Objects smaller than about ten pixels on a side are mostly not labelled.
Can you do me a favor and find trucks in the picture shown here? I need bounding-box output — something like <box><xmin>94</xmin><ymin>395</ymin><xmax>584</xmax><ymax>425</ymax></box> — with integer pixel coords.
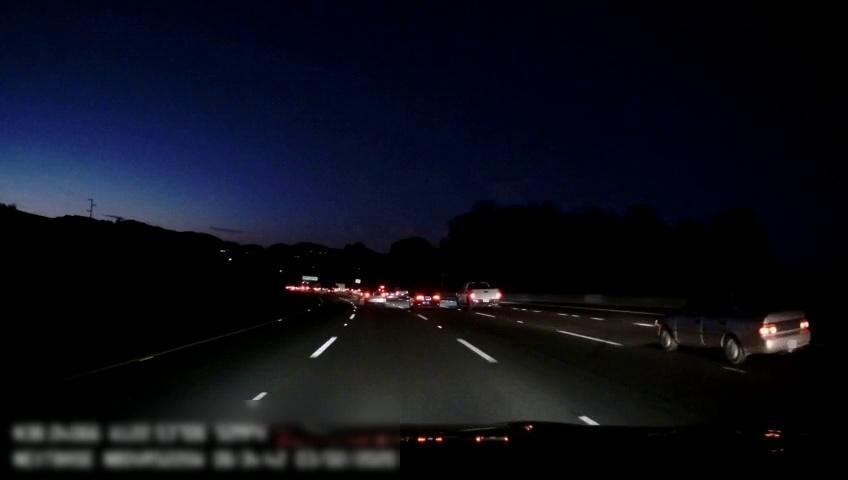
<box><xmin>457</xmin><ymin>281</ymin><xmax>502</xmax><ymax>313</ymax></box>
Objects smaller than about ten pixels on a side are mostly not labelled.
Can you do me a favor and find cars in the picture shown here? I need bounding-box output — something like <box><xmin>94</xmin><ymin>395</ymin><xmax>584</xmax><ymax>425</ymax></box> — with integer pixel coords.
<box><xmin>409</xmin><ymin>289</ymin><xmax>441</xmax><ymax>310</ymax></box>
<box><xmin>656</xmin><ymin>291</ymin><xmax>810</xmax><ymax>367</ymax></box>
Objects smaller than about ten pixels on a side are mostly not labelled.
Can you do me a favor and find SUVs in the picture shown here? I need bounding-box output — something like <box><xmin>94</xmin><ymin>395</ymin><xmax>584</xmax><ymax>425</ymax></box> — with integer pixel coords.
<box><xmin>363</xmin><ymin>289</ymin><xmax>387</xmax><ymax>307</ymax></box>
